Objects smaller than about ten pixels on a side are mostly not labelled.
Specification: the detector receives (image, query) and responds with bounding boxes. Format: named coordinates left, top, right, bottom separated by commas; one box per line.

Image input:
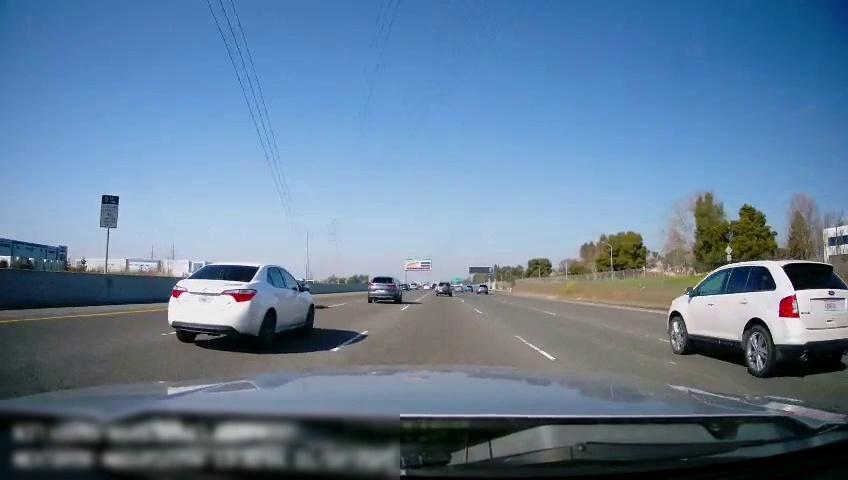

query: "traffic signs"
left=99, top=193, right=120, bottom=229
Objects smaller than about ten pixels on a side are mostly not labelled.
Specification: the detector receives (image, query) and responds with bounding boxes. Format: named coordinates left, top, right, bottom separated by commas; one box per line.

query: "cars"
left=398, top=283, right=410, bottom=292
left=167, top=262, right=316, bottom=349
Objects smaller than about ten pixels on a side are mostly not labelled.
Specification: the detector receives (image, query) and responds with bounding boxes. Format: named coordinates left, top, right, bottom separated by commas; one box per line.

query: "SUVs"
left=436, top=281, right=453, bottom=297
left=367, top=276, right=403, bottom=304
left=666, top=259, right=848, bottom=379
left=476, top=284, right=489, bottom=295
